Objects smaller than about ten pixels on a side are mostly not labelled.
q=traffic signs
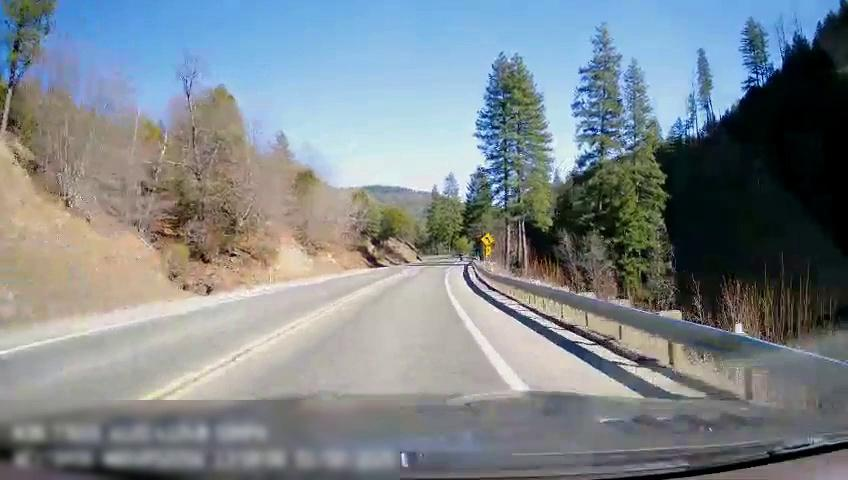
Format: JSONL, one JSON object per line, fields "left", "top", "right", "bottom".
{"left": 482, "top": 247, "right": 493, "bottom": 257}
{"left": 480, "top": 233, "right": 494, "bottom": 246}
